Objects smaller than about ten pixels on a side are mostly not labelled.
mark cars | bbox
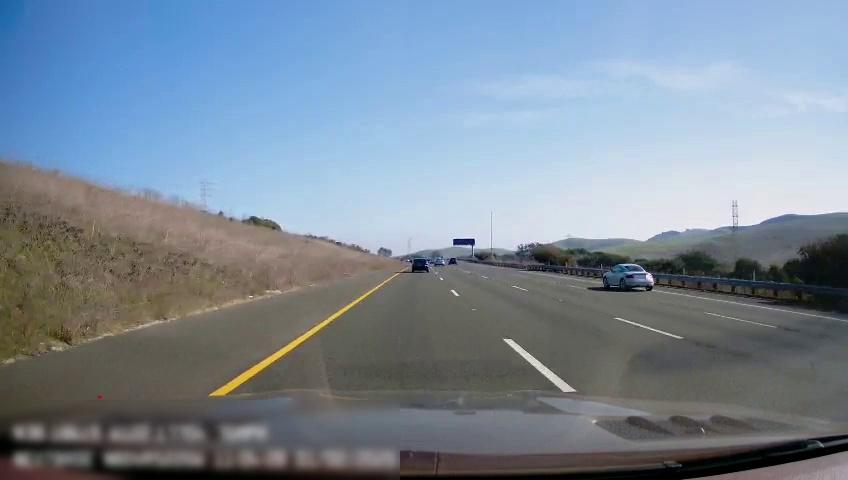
[602,263,655,292]
[434,258,445,267]
[411,258,429,273]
